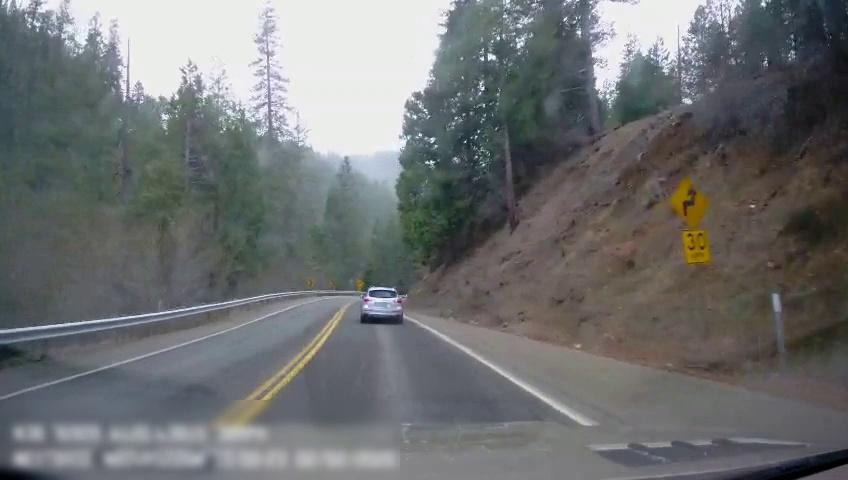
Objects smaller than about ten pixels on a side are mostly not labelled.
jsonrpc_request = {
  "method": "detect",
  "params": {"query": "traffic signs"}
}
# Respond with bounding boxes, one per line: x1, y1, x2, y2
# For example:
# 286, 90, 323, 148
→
681, 229, 712, 265
670, 177, 710, 228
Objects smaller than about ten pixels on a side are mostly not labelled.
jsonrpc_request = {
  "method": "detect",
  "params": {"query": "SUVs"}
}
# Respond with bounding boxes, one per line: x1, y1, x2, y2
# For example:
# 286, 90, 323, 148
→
359, 287, 404, 323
